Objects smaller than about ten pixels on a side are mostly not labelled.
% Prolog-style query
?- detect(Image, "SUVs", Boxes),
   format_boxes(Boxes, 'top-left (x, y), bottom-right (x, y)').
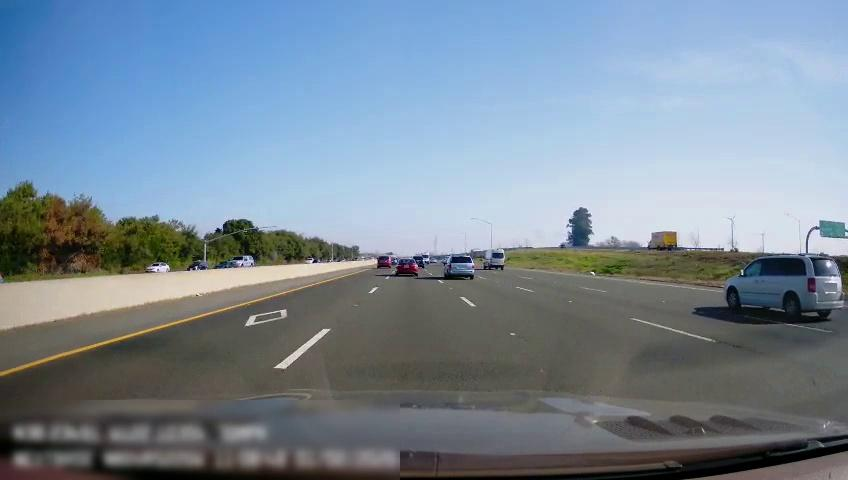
top-left (228, 255), bottom-right (256, 268)
top-left (413, 256), bottom-right (425, 269)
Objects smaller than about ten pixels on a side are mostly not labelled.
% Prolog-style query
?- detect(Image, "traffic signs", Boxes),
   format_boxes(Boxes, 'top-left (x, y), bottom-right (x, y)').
top-left (819, 219), bottom-right (846, 239)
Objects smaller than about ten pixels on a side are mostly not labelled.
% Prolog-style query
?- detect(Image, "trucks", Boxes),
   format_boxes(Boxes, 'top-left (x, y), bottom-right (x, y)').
top-left (646, 231), bottom-right (678, 251)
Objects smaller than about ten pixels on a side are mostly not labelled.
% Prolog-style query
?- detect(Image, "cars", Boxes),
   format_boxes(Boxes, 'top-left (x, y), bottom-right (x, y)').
top-left (186, 259), bottom-right (208, 272)
top-left (144, 262), bottom-right (170, 273)
top-left (213, 260), bottom-right (233, 270)
top-left (393, 259), bottom-right (419, 277)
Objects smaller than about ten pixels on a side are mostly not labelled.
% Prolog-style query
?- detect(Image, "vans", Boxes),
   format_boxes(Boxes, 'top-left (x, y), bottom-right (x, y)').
top-left (377, 255), bottom-right (393, 269)
top-left (483, 247), bottom-right (506, 271)
top-left (723, 252), bottom-right (847, 319)
top-left (421, 253), bottom-right (430, 265)
top-left (443, 254), bottom-right (475, 280)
